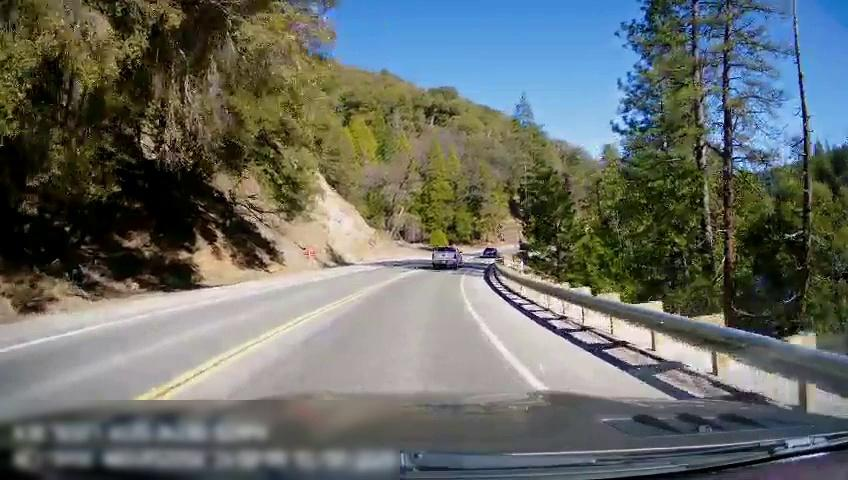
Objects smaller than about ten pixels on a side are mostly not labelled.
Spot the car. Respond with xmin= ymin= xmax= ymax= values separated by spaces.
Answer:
xmin=482 ymin=247 xmax=498 ymax=258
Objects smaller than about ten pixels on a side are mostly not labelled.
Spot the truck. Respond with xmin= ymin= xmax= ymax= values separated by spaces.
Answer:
xmin=431 ymin=246 xmax=464 ymax=271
